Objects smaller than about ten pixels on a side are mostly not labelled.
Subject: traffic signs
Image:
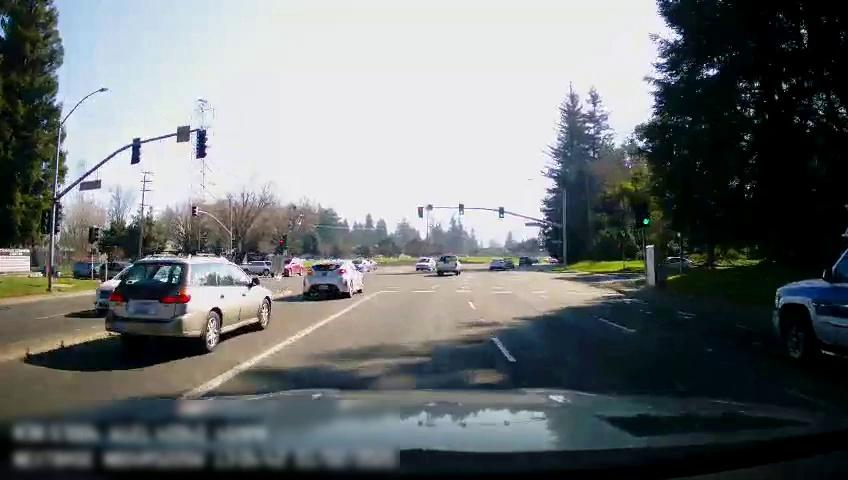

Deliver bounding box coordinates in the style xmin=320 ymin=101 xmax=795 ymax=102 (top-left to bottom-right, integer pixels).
xmin=525 ymin=222 xmax=541 ymax=227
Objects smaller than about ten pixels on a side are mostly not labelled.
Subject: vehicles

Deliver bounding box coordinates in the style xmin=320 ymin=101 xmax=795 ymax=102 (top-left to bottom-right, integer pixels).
xmin=436 ymin=254 xmax=462 ymax=277
xmin=518 ymin=256 xmax=532 ymax=267
xmin=100 ymin=261 xmax=132 ymax=282
xmin=239 ymin=260 xmax=273 ymax=277
xmin=103 ymin=250 xmax=274 ymax=355
xmin=664 ymin=256 xmax=692 ymax=274
xmin=415 ymin=256 xmax=437 ymax=272
xmin=72 ymin=260 xmax=101 ymax=279
xmin=489 ymin=255 xmax=505 ymax=271
xmin=352 ymin=256 xmax=372 ymax=274
xmin=504 ymin=257 xmax=516 ymax=270
xmin=302 ymin=258 xmax=364 ymax=300
xmin=269 ymin=257 xmax=305 ymax=278
xmin=93 ymin=279 xmax=123 ymax=313
xmin=770 ymin=239 xmax=848 ymax=369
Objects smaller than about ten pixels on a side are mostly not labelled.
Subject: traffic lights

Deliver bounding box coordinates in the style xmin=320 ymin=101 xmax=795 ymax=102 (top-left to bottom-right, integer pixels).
xmin=634 ymin=195 xmax=653 ymax=231
xmin=190 ymin=204 xmax=200 ymax=218
xmin=87 ymin=224 xmax=101 ymax=245
xmin=131 ymin=136 xmax=142 ymax=166
xmin=456 ymin=202 xmax=467 ymax=217
xmin=417 ymin=206 xmax=424 ymax=219
xmin=498 ymin=205 xmax=505 ymax=219
xmin=194 ymin=128 xmax=208 ymax=160
xmin=41 ymin=206 xmax=50 ymax=236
